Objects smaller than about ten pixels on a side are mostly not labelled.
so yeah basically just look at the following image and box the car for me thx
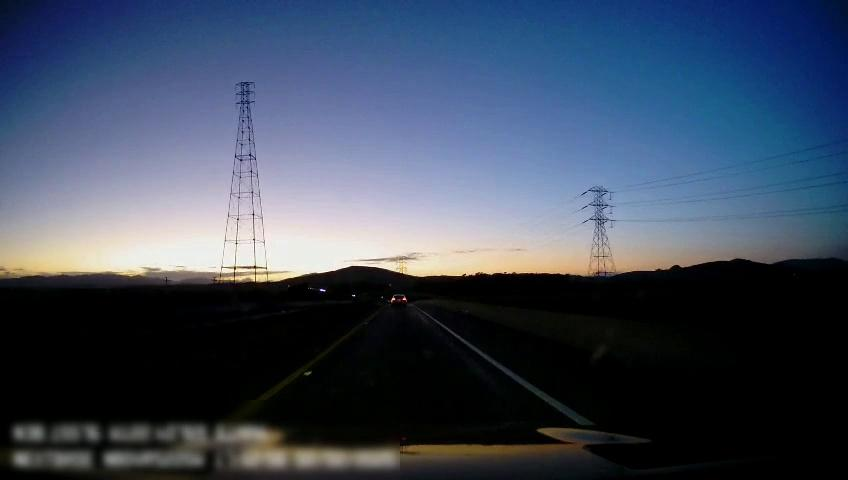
[390,293,408,308]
